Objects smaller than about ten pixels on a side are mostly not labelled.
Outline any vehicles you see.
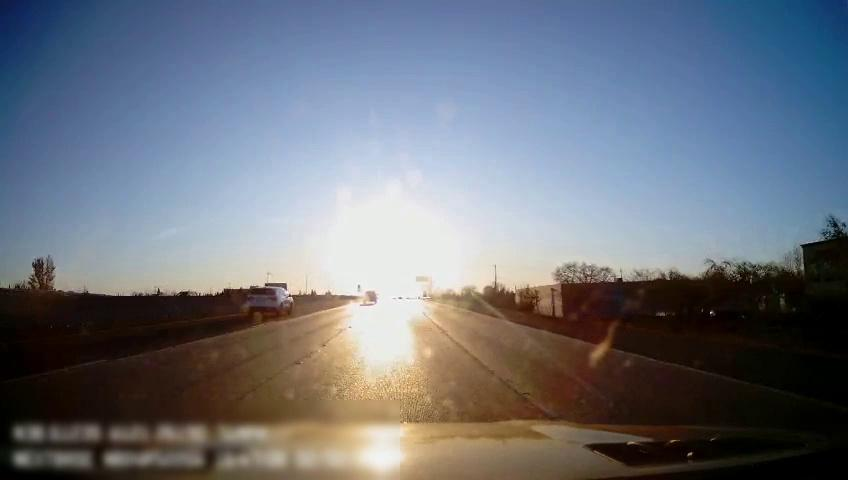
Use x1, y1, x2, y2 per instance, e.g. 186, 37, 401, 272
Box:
364, 290, 378, 304
244, 286, 294, 317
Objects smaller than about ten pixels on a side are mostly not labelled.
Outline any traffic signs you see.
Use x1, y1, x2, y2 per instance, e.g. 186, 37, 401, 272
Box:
416, 276, 429, 282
